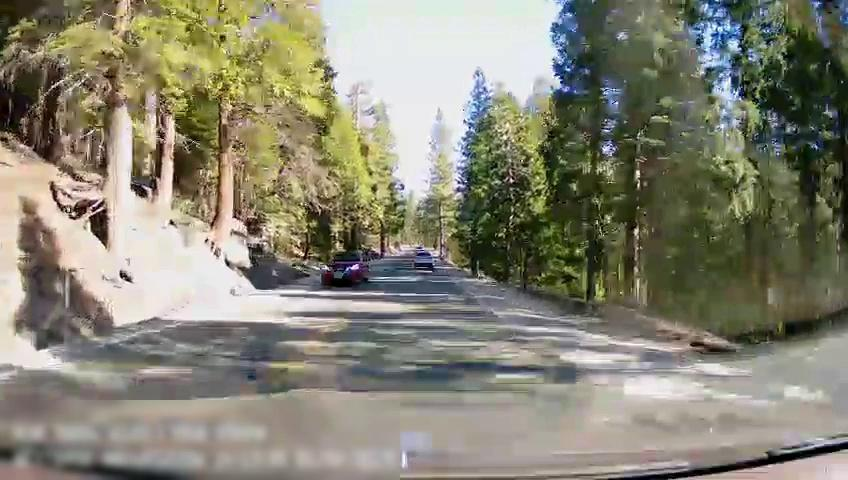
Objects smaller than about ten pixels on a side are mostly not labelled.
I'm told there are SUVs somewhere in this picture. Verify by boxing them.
[413,250,434,270]
[320,249,371,289]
